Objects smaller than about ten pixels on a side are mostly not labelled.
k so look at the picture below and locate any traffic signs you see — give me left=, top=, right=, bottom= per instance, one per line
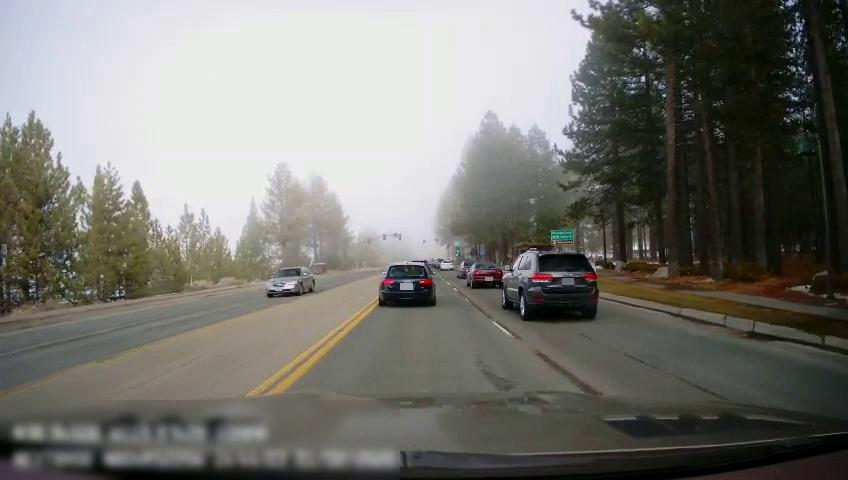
left=549, top=228, right=574, bottom=242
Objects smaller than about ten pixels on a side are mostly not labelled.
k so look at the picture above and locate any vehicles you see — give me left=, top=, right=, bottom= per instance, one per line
left=502, top=251, right=599, bottom=321
left=440, top=259, right=455, bottom=272
left=378, top=262, right=437, bottom=307
left=459, top=261, right=474, bottom=279
left=266, top=267, right=316, bottom=298
left=466, top=262, right=503, bottom=290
